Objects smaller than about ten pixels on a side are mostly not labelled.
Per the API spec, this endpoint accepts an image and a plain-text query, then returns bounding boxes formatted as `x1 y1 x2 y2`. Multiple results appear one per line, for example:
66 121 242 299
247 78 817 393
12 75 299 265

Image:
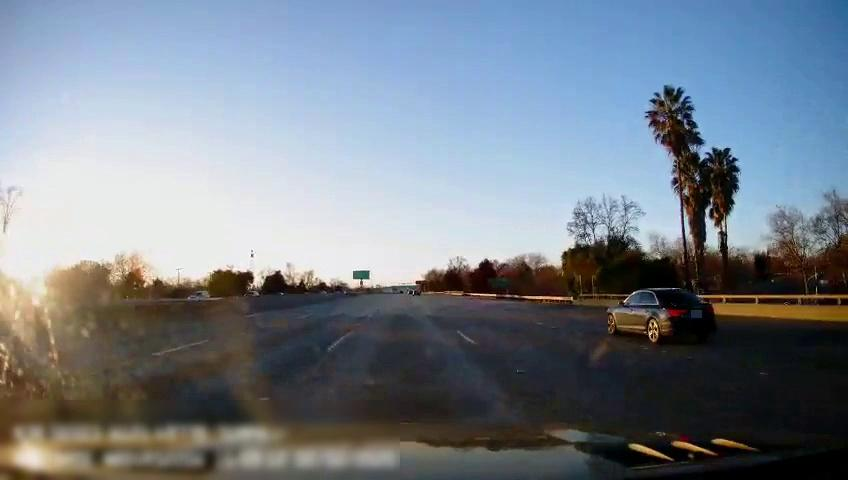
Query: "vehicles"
602 288 716 346
243 290 260 297
188 290 211 299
